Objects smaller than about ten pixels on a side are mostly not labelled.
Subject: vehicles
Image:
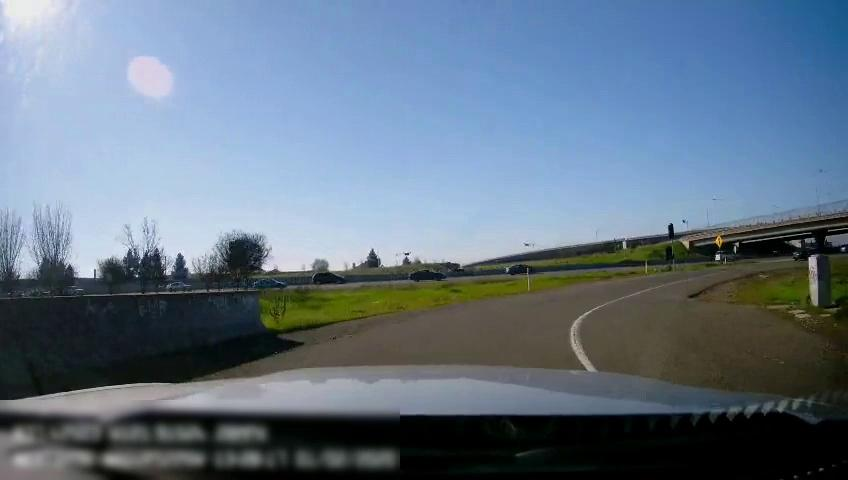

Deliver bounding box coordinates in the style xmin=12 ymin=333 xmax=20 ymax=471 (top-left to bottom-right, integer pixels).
xmin=408 ymin=270 xmax=443 ymax=283
xmin=791 ymin=246 xmax=818 ymax=260
xmin=64 ymin=286 xmax=84 ymax=297
xmin=714 ymin=250 xmax=740 ymax=262
xmin=168 ymin=282 xmax=192 ymax=292
xmin=505 ymin=264 xmax=534 ymax=276
xmin=312 ymin=272 xmax=345 ymax=285
xmin=253 ymin=277 xmax=288 ymax=290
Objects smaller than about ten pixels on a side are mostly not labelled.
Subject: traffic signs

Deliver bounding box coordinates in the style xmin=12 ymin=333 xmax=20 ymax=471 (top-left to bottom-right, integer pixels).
xmin=714 ymin=234 xmax=724 ymax=247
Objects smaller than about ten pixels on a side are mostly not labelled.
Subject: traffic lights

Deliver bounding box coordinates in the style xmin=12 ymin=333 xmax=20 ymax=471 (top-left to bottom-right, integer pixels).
xmin=667 ymin=223 xmax=675 ymax=240
xmin=665 ymin=247 xmax=672 ymax=261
